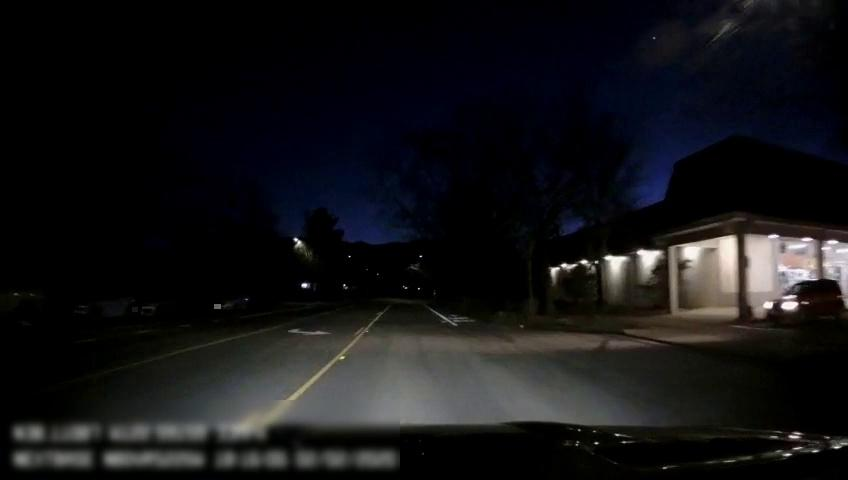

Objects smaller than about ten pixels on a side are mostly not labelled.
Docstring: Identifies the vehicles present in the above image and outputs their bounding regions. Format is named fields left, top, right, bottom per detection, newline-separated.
left=771, top=279, right=845, bottom=321
left=0, top=289, right=44, bottom=331
left=213, top=292, right=249, bottom=315
left=131, top=291, right=184, bottom=320
left=71, top=291, right=138, bottom=321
